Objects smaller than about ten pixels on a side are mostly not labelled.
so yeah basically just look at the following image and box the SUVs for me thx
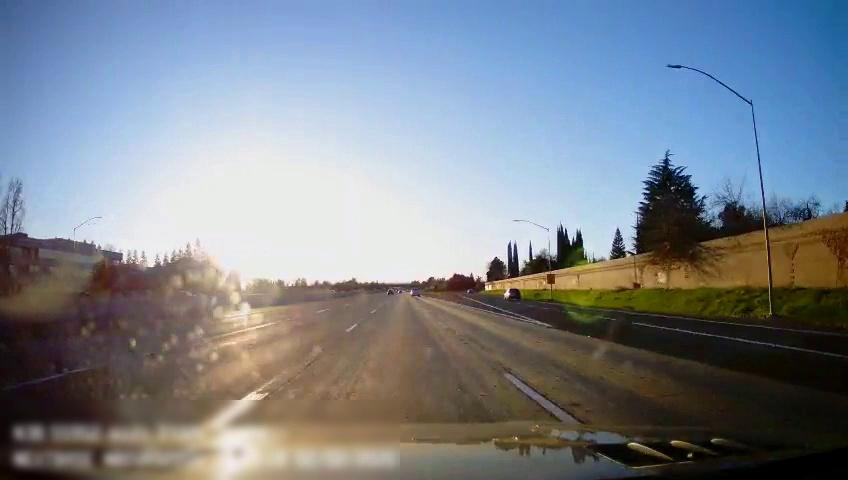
[503,288,521,301]
[386,288,396,296]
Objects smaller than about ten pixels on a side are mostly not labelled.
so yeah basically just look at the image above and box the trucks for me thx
[410,287,421,297]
